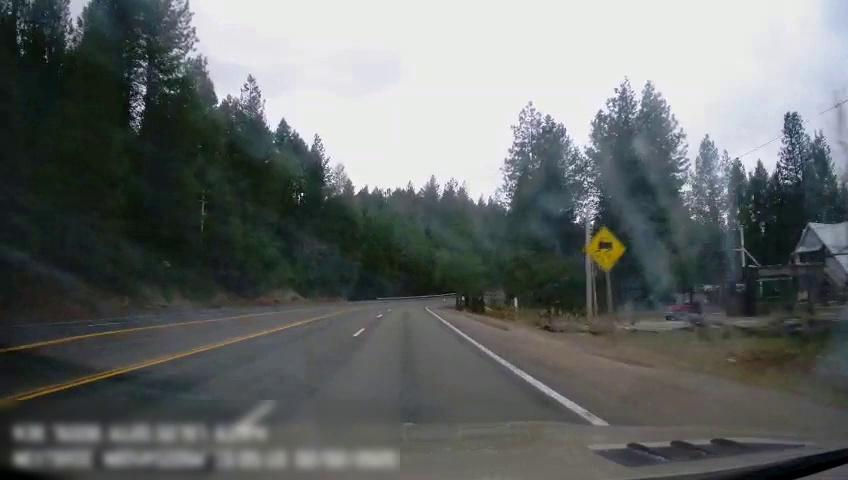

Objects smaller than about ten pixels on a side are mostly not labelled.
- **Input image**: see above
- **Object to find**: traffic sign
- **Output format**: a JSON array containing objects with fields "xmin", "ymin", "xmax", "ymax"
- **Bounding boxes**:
[{"xmin": 584, "ymin": 226, "xmax": 626, "ymax": 272}]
